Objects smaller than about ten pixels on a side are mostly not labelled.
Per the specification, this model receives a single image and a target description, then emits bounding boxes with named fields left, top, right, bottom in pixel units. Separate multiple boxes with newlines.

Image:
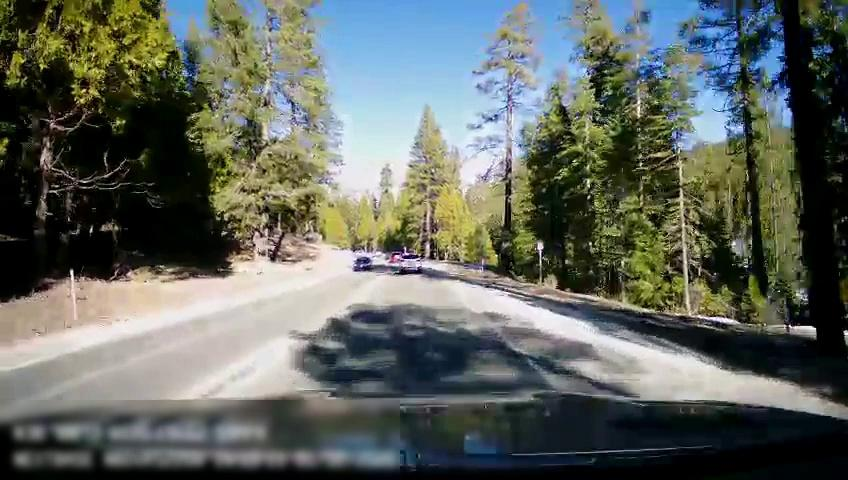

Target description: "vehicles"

left=390, top=252, right=402, bottom=264
left=352, top=256, right=373, bottom=273
left=399, top=251, right=423, bottom=273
